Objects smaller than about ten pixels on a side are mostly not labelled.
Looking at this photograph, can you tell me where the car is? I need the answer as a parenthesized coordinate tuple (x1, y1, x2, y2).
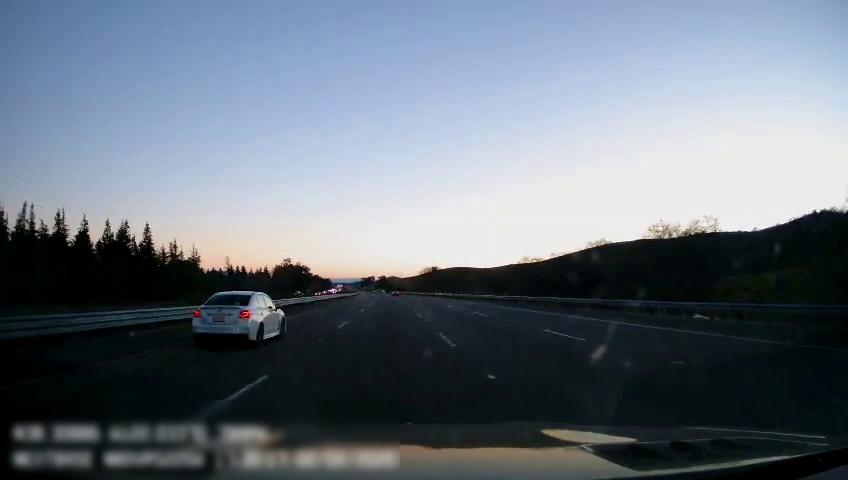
(190, 291, 287, 352)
